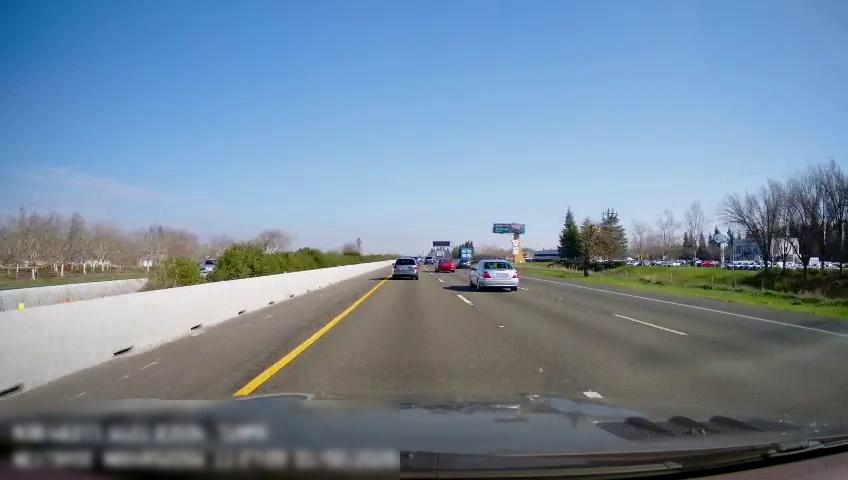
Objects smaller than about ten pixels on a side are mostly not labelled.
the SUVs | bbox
[390,256,419,279]
[423,256,436,266]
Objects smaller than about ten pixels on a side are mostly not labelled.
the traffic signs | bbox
[460,249,472,254]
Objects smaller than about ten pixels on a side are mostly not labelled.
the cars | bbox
[434,256,456,273]
[469,259,519,292]
[456,258,470,270]
[196,258,218,281]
